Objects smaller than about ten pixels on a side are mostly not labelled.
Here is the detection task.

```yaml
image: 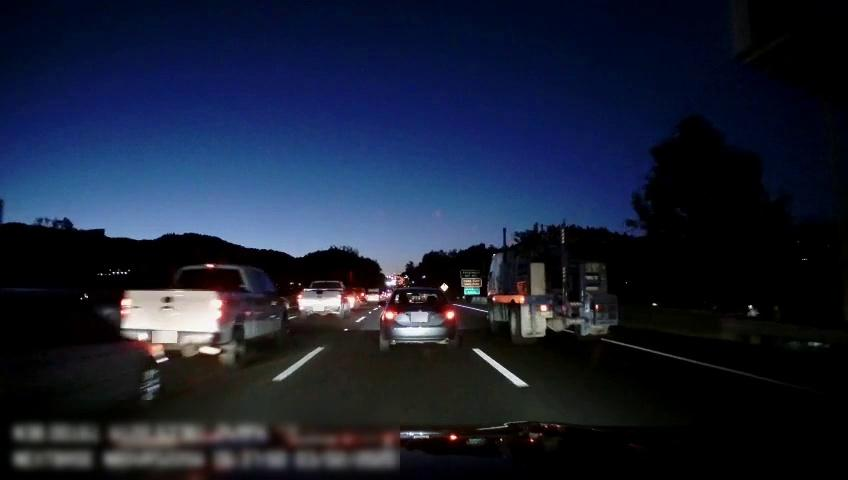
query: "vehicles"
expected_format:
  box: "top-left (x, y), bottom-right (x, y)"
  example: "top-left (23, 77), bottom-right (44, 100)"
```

top-left (480, 243), bottom-right (618, 349)
top-left (0, 285), bottom-right (165, 440)
top-left (345, 286), bottom-right (367, 308)
top-left (297, 280), bottom-right (351, 320)
top-left (120, 264), bottom-right (291, 371)
top-left (377, 288), bottom-right (456, 352)
top-left (366, 287), bottom-right (385, 305)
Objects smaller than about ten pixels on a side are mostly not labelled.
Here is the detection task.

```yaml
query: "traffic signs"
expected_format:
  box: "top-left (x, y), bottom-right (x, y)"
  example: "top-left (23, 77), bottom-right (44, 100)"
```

top-left (464, 287), bottom-right (480, 295)
top-left (460, 269), bottom-right (482, 278)
top-left (462, 278), bottom-right (482, 287)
